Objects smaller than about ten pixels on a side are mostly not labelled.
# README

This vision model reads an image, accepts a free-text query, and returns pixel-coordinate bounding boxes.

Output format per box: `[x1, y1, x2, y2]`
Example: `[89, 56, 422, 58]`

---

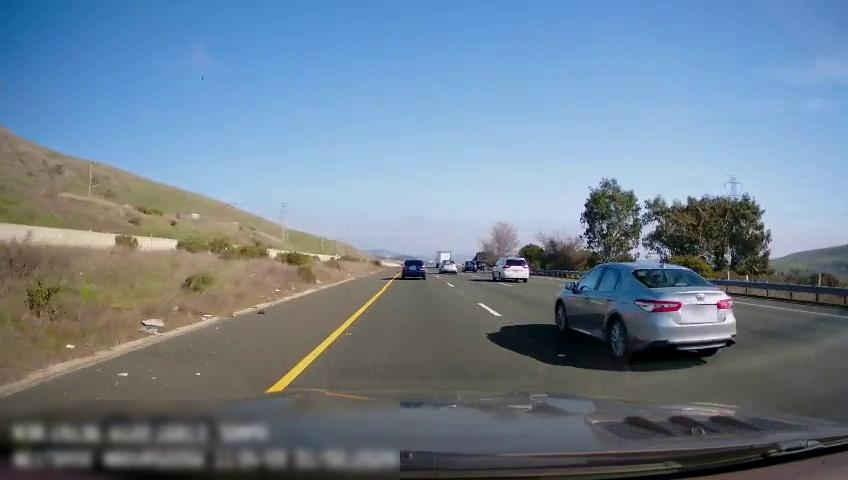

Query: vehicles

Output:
[491, 257, 530, 283]
[401, 260, 426, 281]
[462, 261, 477, 273]
[470, 262, 483, 272]
[435, 251, 452, 268]
[439, 260, 458, 275]
[552, 263, 738, 362]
